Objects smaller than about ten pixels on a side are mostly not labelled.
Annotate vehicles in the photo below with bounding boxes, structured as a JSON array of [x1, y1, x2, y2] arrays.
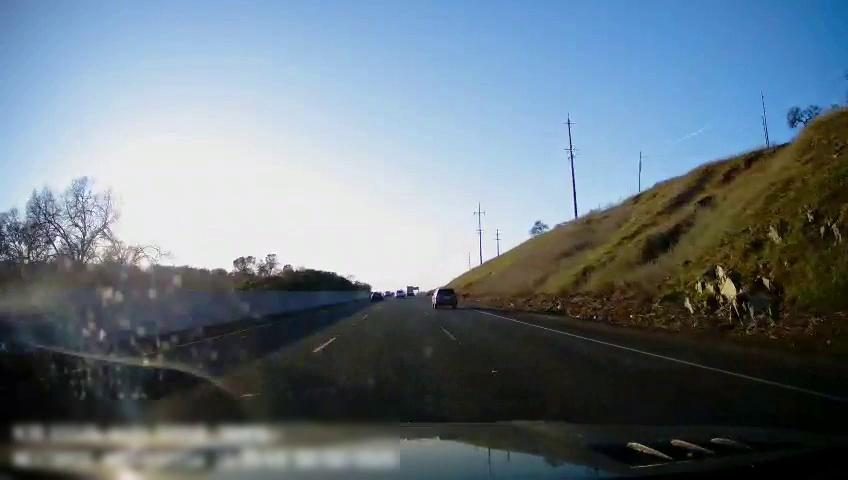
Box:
[[371, 291, 383, 301], [406, 285, 414, 296], [395, 290, 406, 299], [432, 288, 458, 309]]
